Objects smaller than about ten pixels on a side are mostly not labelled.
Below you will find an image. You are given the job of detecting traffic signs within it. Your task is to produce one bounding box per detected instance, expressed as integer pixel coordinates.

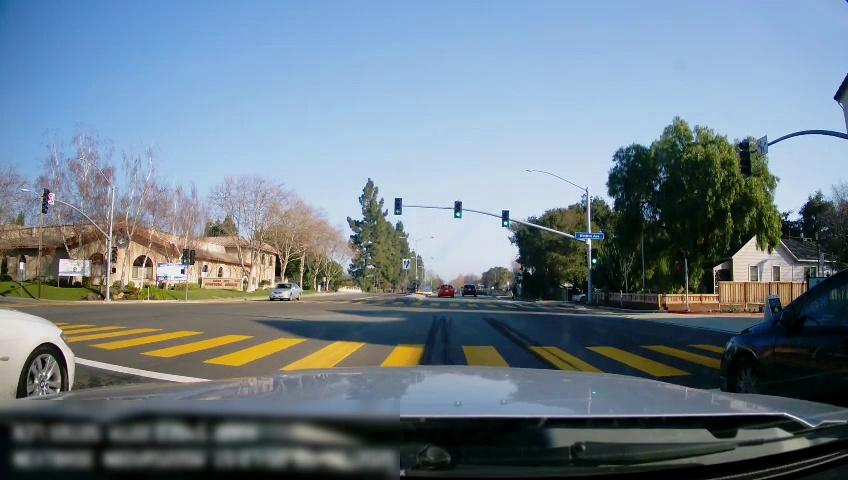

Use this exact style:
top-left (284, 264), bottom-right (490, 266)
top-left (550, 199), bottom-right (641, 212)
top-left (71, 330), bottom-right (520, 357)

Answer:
top-left (757, 134), bottom-right (770, 155)
top-left (574, 231), bottom-right (605, 242)
top-left (400, 257), bottom-right (413, 273)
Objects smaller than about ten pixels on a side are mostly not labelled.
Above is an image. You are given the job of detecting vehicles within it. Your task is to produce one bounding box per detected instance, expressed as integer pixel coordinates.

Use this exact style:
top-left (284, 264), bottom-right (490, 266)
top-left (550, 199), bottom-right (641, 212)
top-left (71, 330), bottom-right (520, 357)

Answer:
top-left (269, 281), bottom-right (304, 303)
top-left (574, 293), bottom-right (587, 306)
top-left (461, 283), bottom-right (478, 298)
top-left (0, 309), bottom-right (76, 403)
top-left (718, 268), bottom-right (848, 412)
top-left (436, 283), bottom-right (457, 299)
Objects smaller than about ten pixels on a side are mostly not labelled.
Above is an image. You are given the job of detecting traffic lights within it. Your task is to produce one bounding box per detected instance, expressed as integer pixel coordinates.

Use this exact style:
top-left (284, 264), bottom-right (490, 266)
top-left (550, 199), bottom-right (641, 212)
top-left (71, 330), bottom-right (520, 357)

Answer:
top-left (111, 245), bottom-right (119, 263)
top-left (591, 249), bottom-right (600, 271)
top-left (453, 199), bottom-right (464, 220)
top-left (501, 209), bottom-right (510, 228)
top-left (39, 185), bottom-right (52, 215)
top-left (736, 138), bottom-right (753, 178)
top-left (393, 196), bottom-right (402, 216)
